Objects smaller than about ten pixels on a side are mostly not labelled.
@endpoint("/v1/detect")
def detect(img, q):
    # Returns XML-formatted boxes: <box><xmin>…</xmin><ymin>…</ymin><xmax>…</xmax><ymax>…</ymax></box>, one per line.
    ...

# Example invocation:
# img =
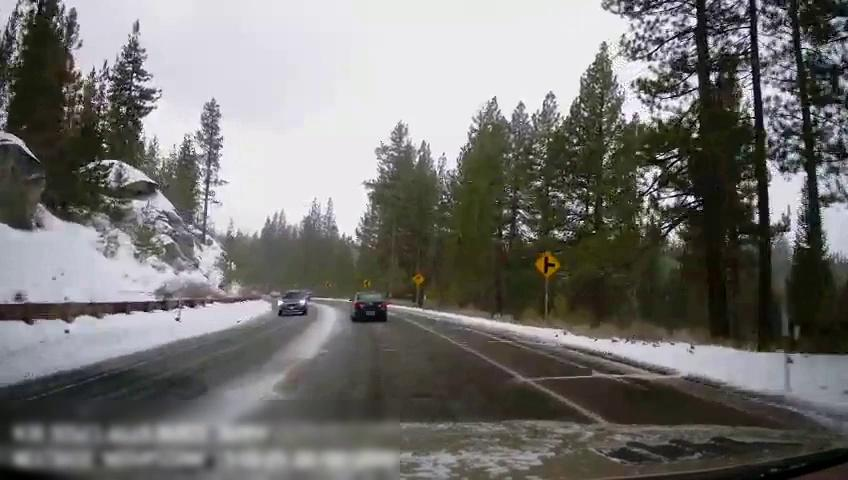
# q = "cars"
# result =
<box><xmin>348</xmin><ymin>291</ymin><xmax>388</xmax><ymax>321</ymax></box>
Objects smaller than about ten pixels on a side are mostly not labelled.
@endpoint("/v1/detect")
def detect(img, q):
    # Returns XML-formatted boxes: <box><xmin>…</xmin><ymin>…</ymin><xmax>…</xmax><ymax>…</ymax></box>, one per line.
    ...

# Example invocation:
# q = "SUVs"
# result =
<box><xmin>277</xmin><ymin>289</ymin><xmax>309</xmax><ymax>317</ymax></box>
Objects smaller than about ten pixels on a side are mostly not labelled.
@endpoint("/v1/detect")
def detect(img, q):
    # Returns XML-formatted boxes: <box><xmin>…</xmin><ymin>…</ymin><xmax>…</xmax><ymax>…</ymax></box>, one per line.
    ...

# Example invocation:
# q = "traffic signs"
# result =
<box><xmin>533</xmin><ymin>248</ymin><xmax>561</xmax><ymax>279</ymax></box>
<box><xmin>411</xmin><ymin>271</ymin><xmax>425</xmax><ymax>287</ymax></box>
